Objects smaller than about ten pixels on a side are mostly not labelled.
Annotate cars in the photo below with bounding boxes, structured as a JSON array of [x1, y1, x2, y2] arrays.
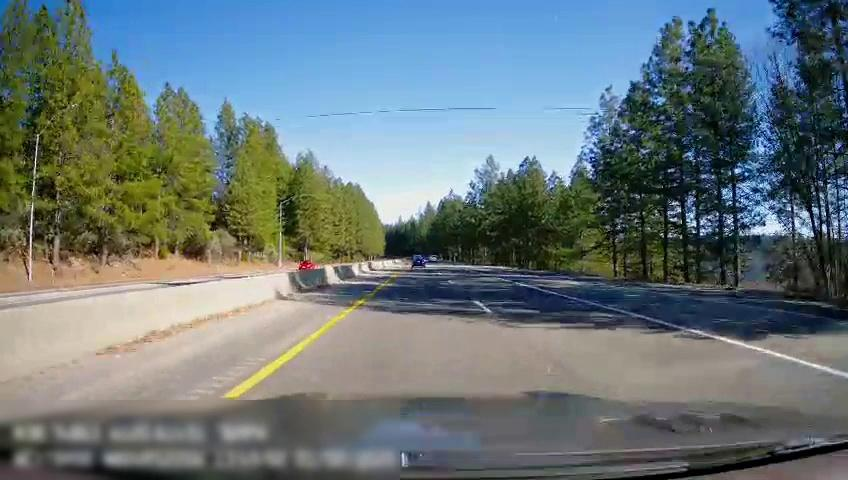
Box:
[[412, 256, 425, 267], [296, 261, 315, 272]]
